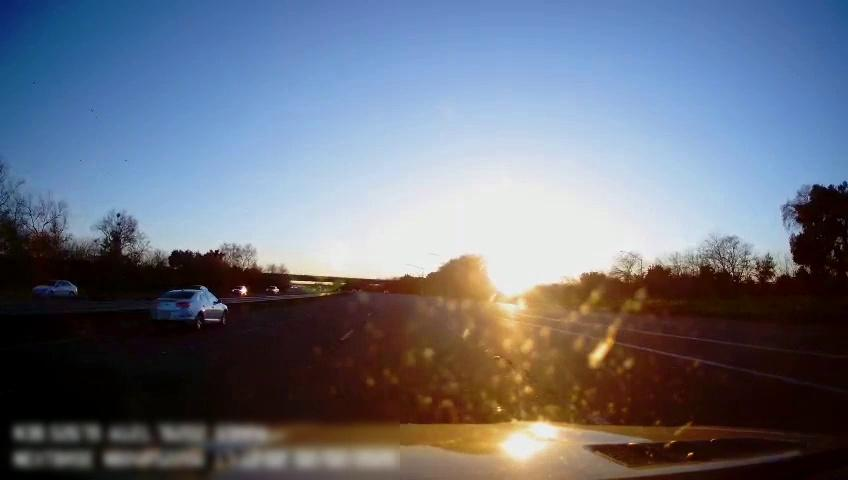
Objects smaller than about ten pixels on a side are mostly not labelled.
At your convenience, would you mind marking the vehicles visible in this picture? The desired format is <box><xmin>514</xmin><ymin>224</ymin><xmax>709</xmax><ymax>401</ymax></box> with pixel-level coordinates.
<box><xmin>150</xmin><ymin>289</ymin><xmax>229</xmax><ymax>332</ymax></box>
<box><xmin>266</xmin><ymin>286</ymin><xmax>280</xmax><ymax>295</ymax></box>
<box><xmin>232</xmin><ymin>286</ymin><xmax>248</xmax><ymax>295</ymax></box>
<box><xmin>32</xmin><ymin>280</ymin><xmax>78</xmax><ymax>299</ymax></box>
<box><xmin>189</xmin><ymin>285</ymin><xmax>207</xmax><ymax>290</ymax></box>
